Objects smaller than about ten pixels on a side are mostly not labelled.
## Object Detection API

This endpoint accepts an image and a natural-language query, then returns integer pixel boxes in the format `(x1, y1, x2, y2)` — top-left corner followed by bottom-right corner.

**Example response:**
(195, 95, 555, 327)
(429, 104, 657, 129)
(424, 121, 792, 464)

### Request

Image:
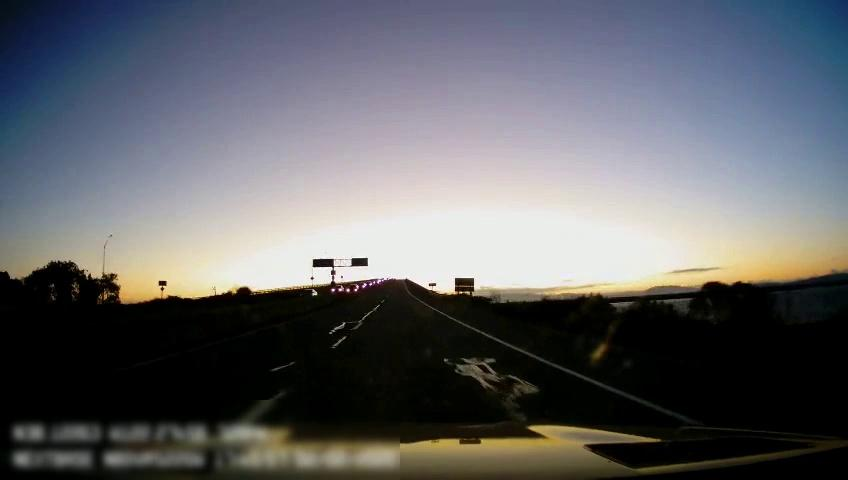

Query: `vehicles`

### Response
(299, 288, 318, 297)
(345, 283, 360, 294)
(330, 284, 345, 293)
